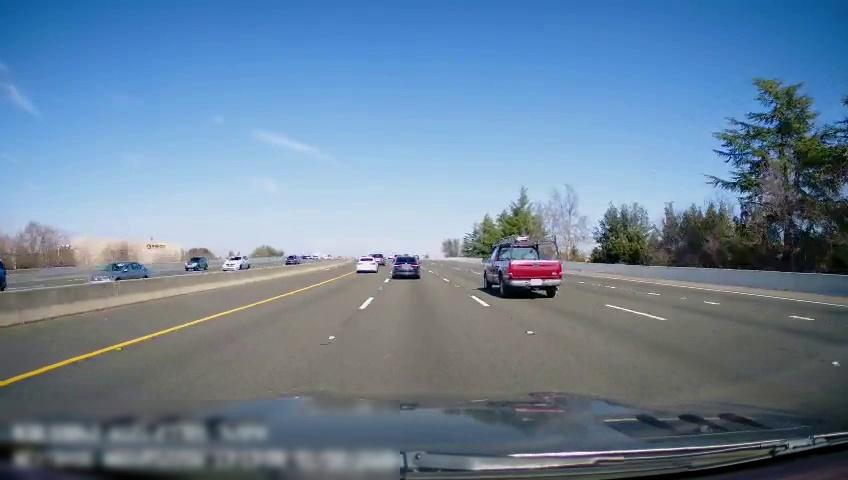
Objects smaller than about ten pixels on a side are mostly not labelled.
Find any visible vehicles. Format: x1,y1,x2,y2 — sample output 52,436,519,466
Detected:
284,254,301,266
184,256,209,272
0,258,8,292
483,234,563,299
391,256,421,280
221,255,251,272
87,261,151,284
371,253,386,267
355,256,379,274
